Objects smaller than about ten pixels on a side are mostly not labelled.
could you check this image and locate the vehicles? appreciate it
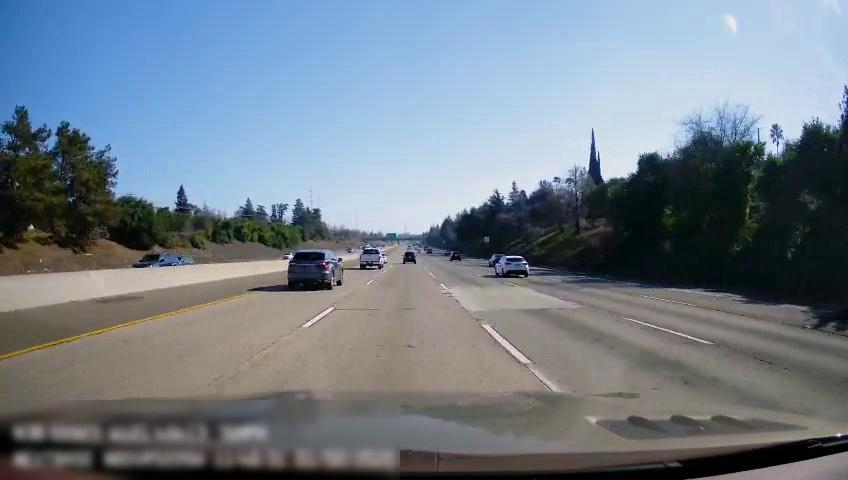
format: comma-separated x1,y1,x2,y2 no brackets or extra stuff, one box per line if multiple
359,248,385,270
449,251,463,261
175,256,193,267
402,251,417,264
494,255,530,278
488,254,506,268
286,249,345,292
132,253,177,268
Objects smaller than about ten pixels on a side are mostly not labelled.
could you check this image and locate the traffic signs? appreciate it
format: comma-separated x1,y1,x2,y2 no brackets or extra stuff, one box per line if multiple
385,232,398,240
